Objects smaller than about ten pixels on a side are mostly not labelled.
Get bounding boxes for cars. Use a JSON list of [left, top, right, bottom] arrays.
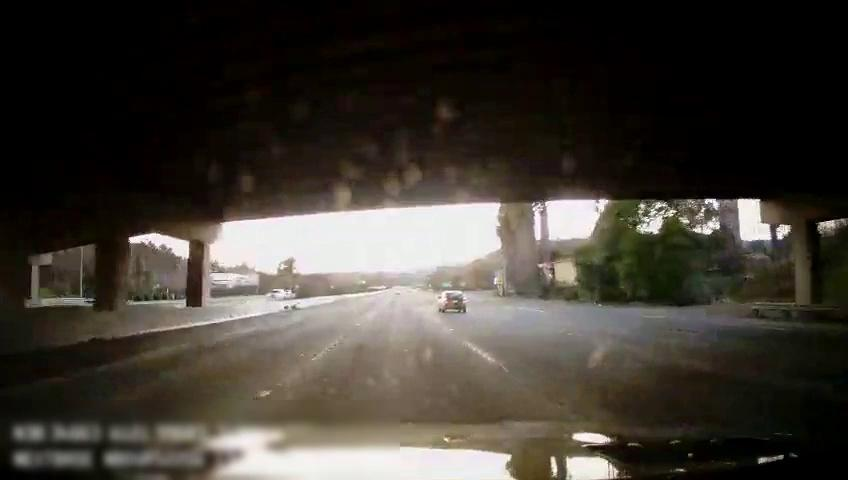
[[265, 289, 287, 297], [437, 290, 467, 313]]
